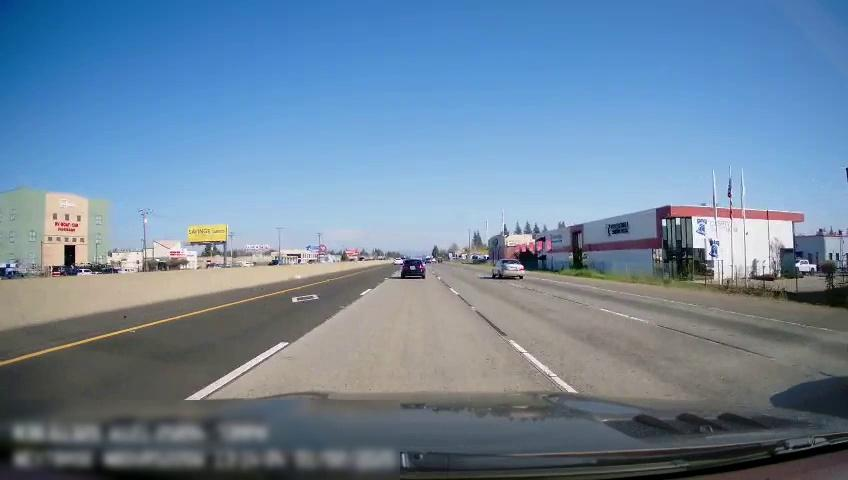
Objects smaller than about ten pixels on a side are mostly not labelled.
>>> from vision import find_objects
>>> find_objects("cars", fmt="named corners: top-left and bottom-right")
top-left (491, 258), bottom-right (525, 280)
top-left (399, 259), bottom-right (426, 280)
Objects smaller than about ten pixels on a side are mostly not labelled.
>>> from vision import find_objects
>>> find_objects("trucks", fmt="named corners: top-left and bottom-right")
top-left (793, 258), bottom-right (818, 277)
top-left (76, 269), bottom-right (99, 277)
